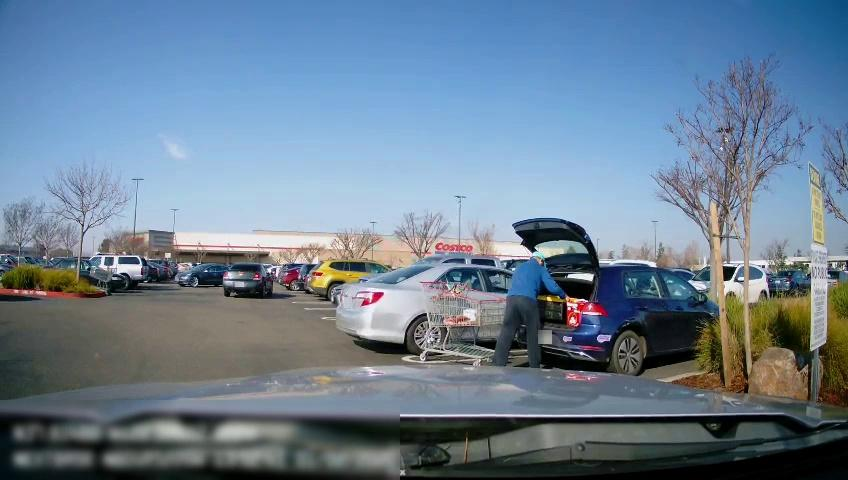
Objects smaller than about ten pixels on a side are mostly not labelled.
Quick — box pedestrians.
[494,251,571,370]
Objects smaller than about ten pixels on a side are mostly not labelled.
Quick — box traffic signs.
[809,242,829,353]
[807,162,825,246]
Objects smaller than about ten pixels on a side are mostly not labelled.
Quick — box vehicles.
[304,259,392,304]
[600,259,658,269]
[222,262,274,299]
[297,263,316,289]
[281,263,303,292]
[668,267,697,282]
[330,283,345,307]
[176,264,225,288]
[767,269,812,298]
[510,217,720,376]
[54,258,130,293]
[688,262,771,307]
[360,249,503,283]
[334,263,528,356]
[90,255,149,287]
[267,265,281,276]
